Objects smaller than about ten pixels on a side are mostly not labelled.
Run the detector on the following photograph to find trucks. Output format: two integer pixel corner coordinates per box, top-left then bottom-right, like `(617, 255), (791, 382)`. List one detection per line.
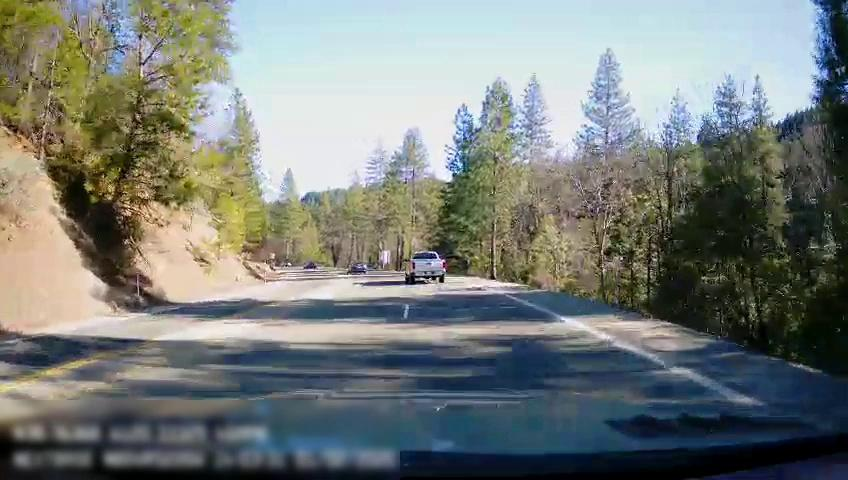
(404, 250), (446, 285)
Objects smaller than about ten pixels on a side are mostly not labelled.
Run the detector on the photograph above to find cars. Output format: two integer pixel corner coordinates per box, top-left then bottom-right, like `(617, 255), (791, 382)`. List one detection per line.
(347, 260), (368, 274)
(303, 261), (317, 270)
